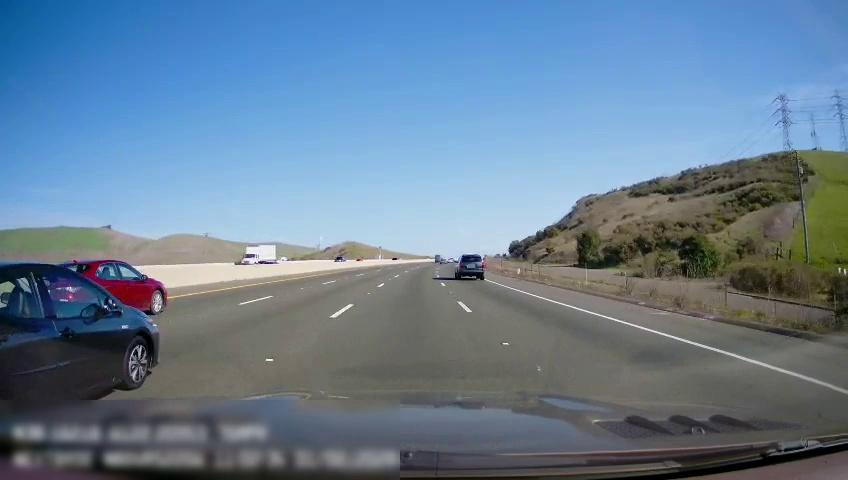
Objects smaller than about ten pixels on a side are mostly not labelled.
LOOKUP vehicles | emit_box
[334,256,346,262]
[453,253,486,281]
[61,257,168,315]
[240,245,277,265]
[0,262,161,421]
